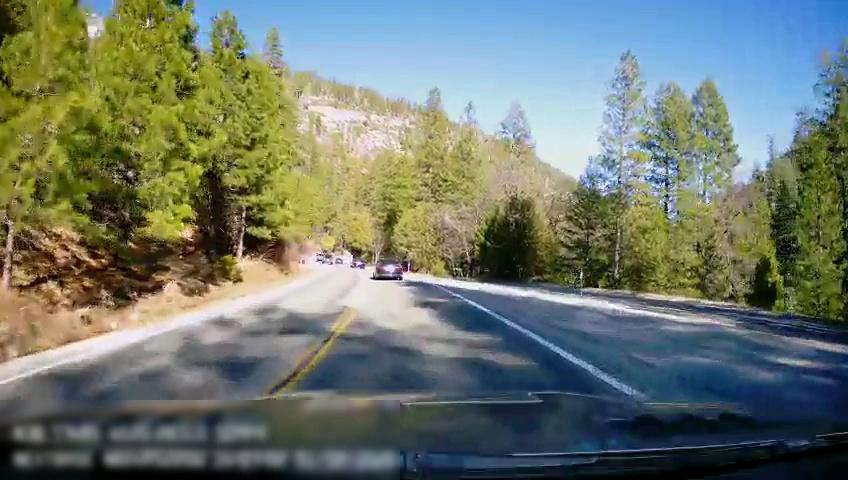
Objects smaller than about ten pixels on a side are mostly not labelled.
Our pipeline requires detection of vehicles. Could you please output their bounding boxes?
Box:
[372,257,404,281]
[320,254,334,265]
[349,257,367,270]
